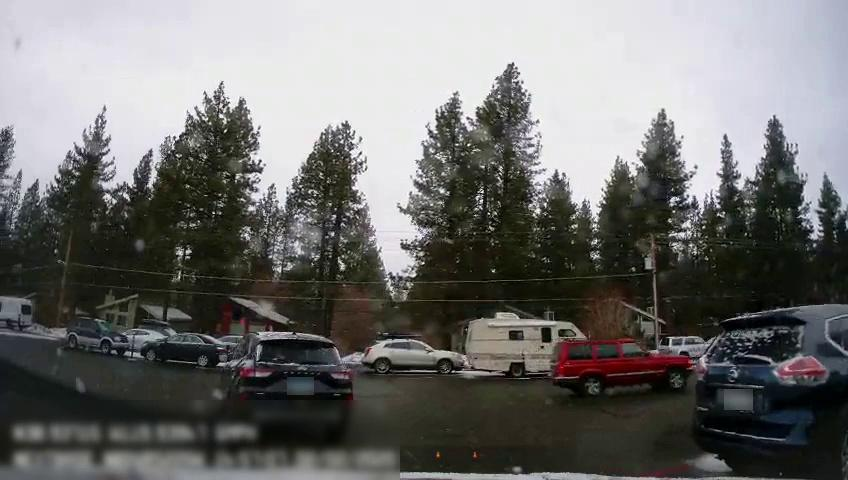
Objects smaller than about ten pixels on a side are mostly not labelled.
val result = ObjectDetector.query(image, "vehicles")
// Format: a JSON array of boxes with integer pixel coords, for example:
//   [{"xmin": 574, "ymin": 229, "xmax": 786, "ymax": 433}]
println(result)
[
  {"xmin": 463, "ymin": 311, "xmax": 590, "ymax": 381},
  {"xmin": 122, "ymin": 328, "xmax": 169, "ymax": 351},
  {"xmin": 656, "ymin": 335, "xmax": 710, "ymax": 357},
  {"xmin": 690, "ymin": 303, "xmax": 848, "ymax": 480},
  {"xmin": 551, "ymin": 337, "xmax": 694, "ymax": 399},
  {"xmin": 139, "ymin": 332, "xmax": 231, "ymax": 368},
  {"xmin": 217, "ymin": 335, "xmax": 252, "ymax": 354},
  {"xmin": 64, "ymin": 317, "xmax": 129, "ymax": 357},
  {"xmin": 217, "ymin": 333, "xmax": 356, "ymax": 441},
  {"xmin": 0, "ymin": 294, "xmax": 33, "ymax": 332},
  {"xmin": 361, "ymin": 339, "xmax": 465, "ymax": 376}
]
